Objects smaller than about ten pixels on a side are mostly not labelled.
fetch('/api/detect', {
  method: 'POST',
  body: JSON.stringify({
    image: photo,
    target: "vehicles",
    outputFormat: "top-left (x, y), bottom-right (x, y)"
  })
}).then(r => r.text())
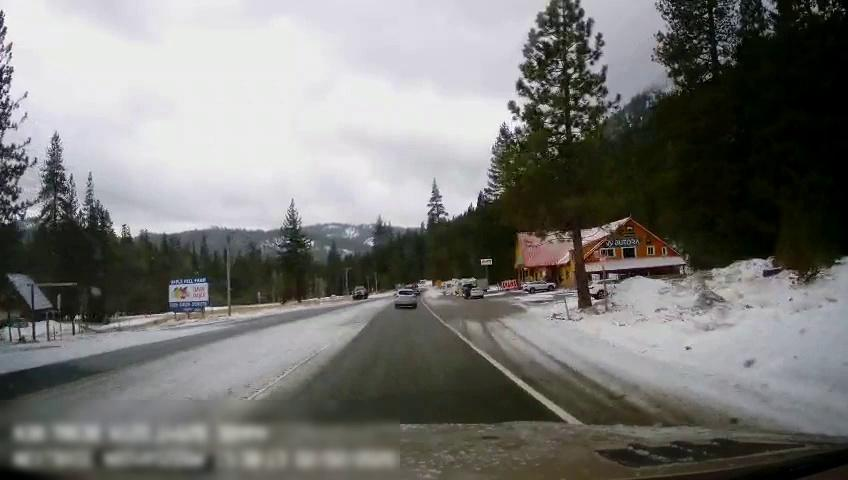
top-left (465, 287), bottom-right (484, 299)
top-left (395, 288), bottom-right (417, 308)
top-left (460, 284), bottom-right (477, 293)
top-left (441, 279), bottom-right (488, 295)
top-left (352, 286), bottom-right (369, 300)
top-left (588, 280), bottom-right (622, 300)
top-left (522, 280), bottom-right (556, 293)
